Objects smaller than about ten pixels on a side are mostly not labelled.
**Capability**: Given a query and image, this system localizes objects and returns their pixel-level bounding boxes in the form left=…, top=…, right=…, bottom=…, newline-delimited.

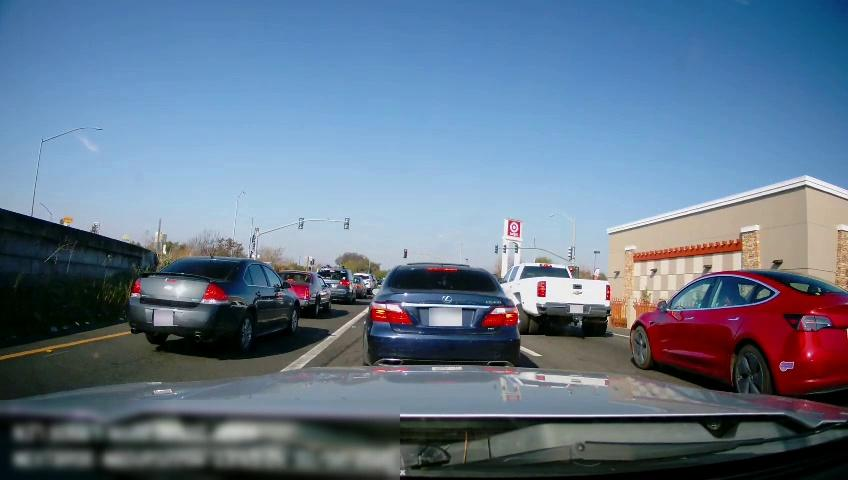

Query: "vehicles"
left=491, top=263, right=613, bottom=338
left=125, top=254, right=302, bottom=357
left=628, top=267, right=848, bottom=408
left=350, top=274, right=370, bottom=300
left=353, top=272, right=376, bottom=296
left=314, top=264, right=359, bottom=306
left=361, top=262, right=522, bottom=367
left=267, top=268, right=334, bottom=320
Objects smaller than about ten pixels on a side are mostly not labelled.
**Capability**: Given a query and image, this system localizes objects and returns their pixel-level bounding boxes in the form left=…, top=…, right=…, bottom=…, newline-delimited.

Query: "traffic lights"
left=502, top=243, right=507, bottom=255
left=403, top=248, right=408, bottom=260
left=494, top=244, right=499, bottom=255
left=343, top=217, right=350, bottom=231
left=513, top=242, right=519, bottom=256
left=567, top=247, right=573, bottom=261
left=297, top=217, right=305, bottom=230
